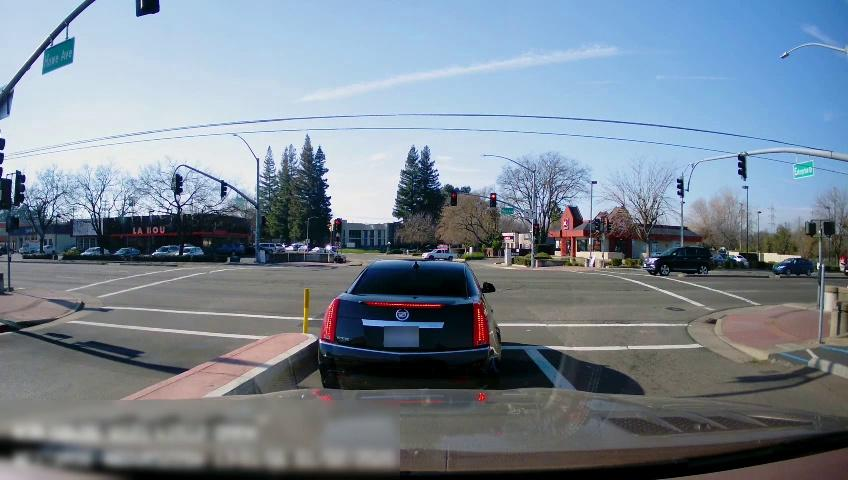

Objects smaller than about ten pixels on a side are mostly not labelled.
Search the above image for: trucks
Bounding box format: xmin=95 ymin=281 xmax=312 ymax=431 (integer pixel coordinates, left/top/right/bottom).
xmin=422 ymin=248 xmax=454 ymax=261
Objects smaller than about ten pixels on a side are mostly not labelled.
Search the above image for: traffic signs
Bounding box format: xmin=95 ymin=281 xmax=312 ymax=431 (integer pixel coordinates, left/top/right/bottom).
xmin=42 ymin=37 xmax=75 ymax=75
xmin=501 ymin=207 xmax=513 ymax=215
xmin=793 ymin=160 xmax=816 ymax=177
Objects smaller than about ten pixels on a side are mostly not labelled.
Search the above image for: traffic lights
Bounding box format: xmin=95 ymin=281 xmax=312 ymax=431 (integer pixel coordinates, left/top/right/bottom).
xmin=821 ymin=221 xmax=836 ymax=235
xmin=450 ymin=191 xmax=458 ymax=207
xmin=595 ymin=220 xmax=602 ymax=233
xmin=490 ymin=193 xmax=497 ymax=208
xmin=220 ymin=180 xmax=227 ymax=198
xmin=134 ymin=0 xmax=160 ymax=17
xmin=333 ymin=219 xmax=342 ymax=233
xmin=804 ymin=222 xmax=819 ymax=236
xmin=14 ymin=170 xmax=26 ymax=207
xmin=676 ymin=178 xmax=685 ymax=197
xmin=533 ymin=223 xmax=540 ymax=236
xmin=0 ymin=179 xmax=12 ymax=211
xmin=0 ymin=137 xmax=6 ymax=177
xmin=172 ymin=173 xmax=183 ymax=195
xmin=736 ymin=153 xmax=747 ymax=178
xmin=5 ymin=218 xmax=20 ymax=231
xmin=605 ymin=219 xmax=612 ymax=232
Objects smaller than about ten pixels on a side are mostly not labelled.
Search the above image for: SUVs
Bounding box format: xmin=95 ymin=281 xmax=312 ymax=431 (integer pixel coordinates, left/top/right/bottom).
xmin=643 ymin=246 xmax=714 ymax=277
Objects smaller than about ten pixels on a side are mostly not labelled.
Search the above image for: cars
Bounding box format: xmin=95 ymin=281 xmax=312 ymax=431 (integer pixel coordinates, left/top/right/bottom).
xmin=152 ymin=246 xmax=181 ymax=258
xmin=319 ymin=260 xmax=504 ymax=390
xmin=80 ymin=247 xmax=106 ymax=257
xmin=111 ymin=248 xmax=136 ymax=258
xmin=177 ymin=247 xmax=204 ymax=258
xmin=773 ymin=258 xmax=814 ymax=276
